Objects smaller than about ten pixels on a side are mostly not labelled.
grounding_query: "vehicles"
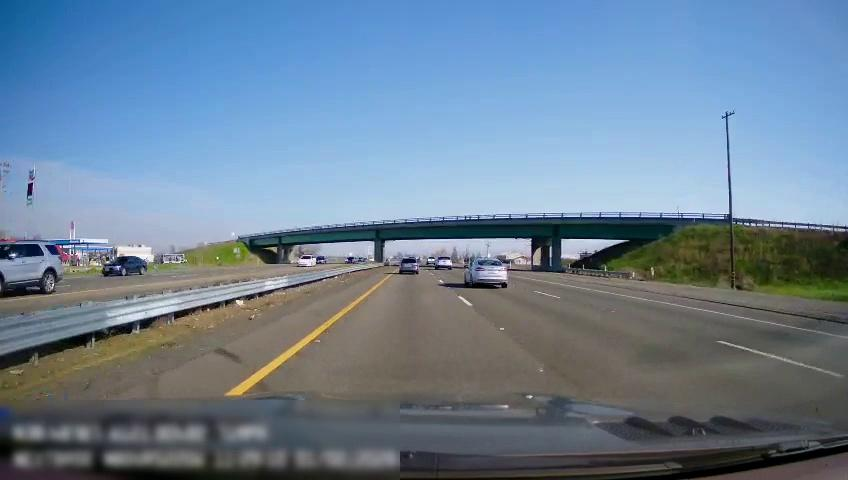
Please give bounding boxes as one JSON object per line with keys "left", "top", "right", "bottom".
{"left": 398, "top": 257, "right": 419, "bottom": 275}
{"left": 344, "top": 256, "right": 360, "bottom": 265}
{"left": 101, "top": 256, "right": 148, "bottom": 277}
{"left": 297, "top": 254, "right": 317, "bottom": 268}
{"left": 434, "top": 256, "right": 454, "bottom": 271}
{"left": 0, "top": 241, "right": 66, "bottom": 298}
{"left": 316, "top": 256, "right": 329, "bottom": 265}
{"left": 462, "top": 258, "right": 508, "bottom": 290}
